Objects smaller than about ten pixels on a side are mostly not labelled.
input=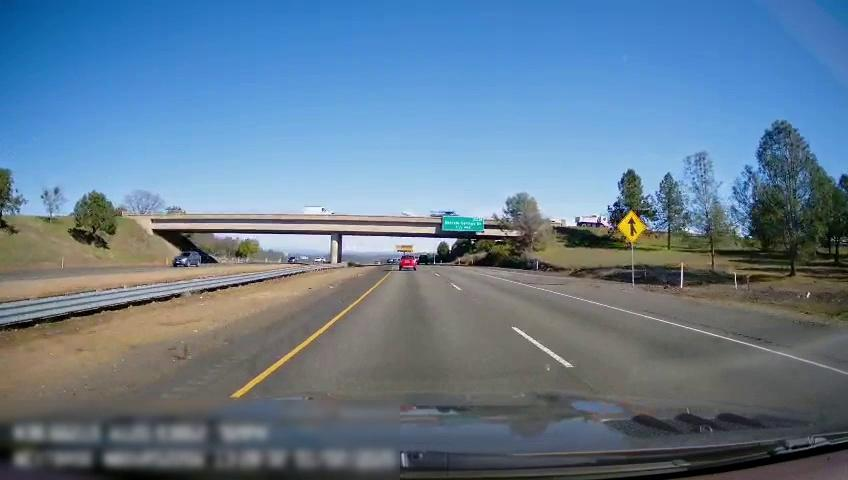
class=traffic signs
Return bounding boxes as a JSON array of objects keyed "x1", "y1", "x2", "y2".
[
  {"x1": 443, "y1": 215, "x2": 485, "y2": 233},
  {"x1": 618, "y1": 210, "x2": 646, "y2": 241}
]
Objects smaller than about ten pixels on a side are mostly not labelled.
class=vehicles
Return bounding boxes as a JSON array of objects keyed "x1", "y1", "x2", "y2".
[
  {"x1": 430, "y1": 210, "x2": 457, "y2": 218},
  {"x1": 173, "y1": 251, "x2": 201, "y2": 268},
  {"x1": 574, "y1": 214, "x2": 610, "y2": 228},
  {"x1": 287, "y1": 256, "x2": 297, "y2": 264},
  {"x1": 417, "y1": 255, "x2": 429, "y2": 265},
  {"x1": 302, "y1": 205, "x2": 333, "y2": 216},
  {"x1": 398, "y1": 254, "x2": 418, "y2": 271}
]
